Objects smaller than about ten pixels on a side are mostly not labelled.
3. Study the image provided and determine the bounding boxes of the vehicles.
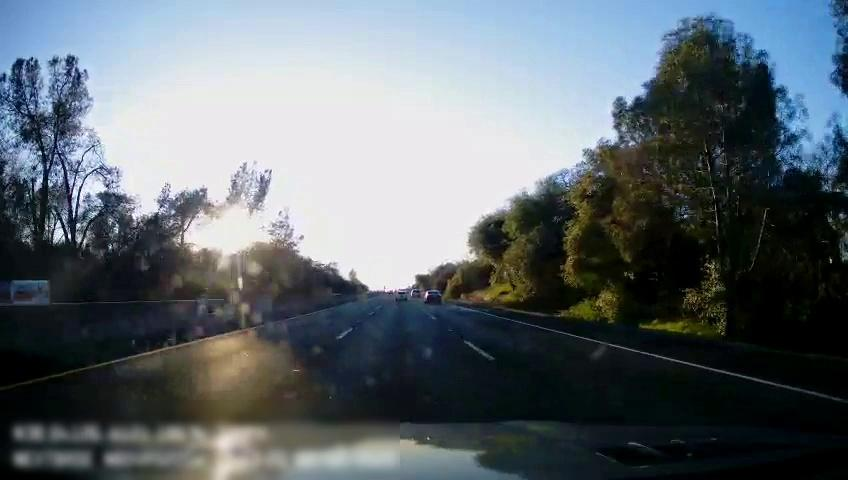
[409,288,423,299]
[395,290,409,301]
[423,290,442,304]
[0,280,50,305]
